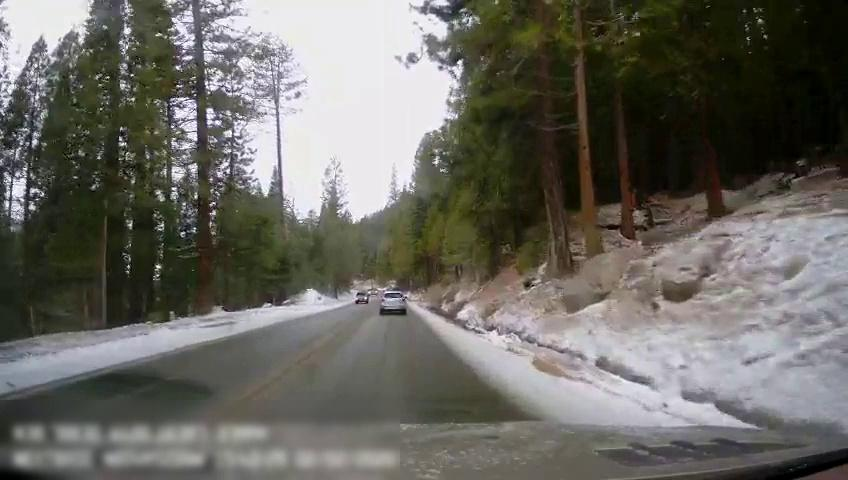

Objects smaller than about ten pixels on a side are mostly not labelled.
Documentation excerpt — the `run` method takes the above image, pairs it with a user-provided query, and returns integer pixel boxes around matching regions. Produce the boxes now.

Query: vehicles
[387,287,403,292]
[380,291,408,315]
[355,292,369,304]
